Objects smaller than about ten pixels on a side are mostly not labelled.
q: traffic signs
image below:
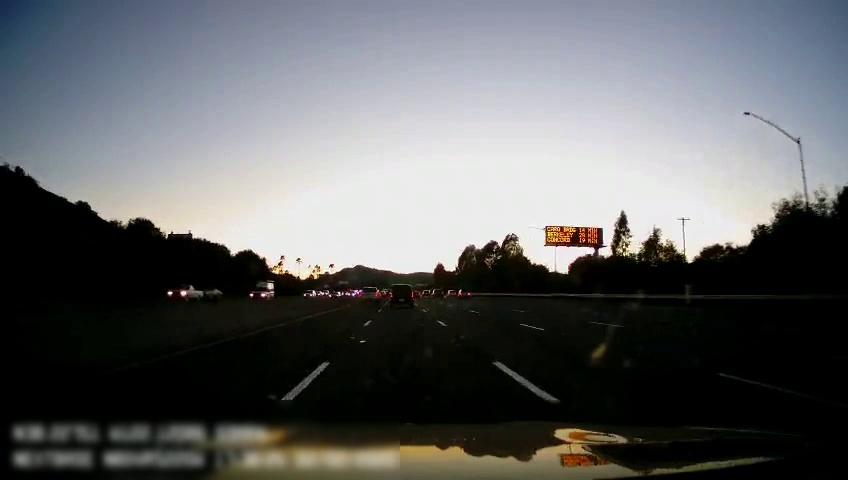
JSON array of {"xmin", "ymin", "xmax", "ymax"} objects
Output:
[{"xmin": 544, "ymin": 225, "xmax": 604, "ymax": 248}]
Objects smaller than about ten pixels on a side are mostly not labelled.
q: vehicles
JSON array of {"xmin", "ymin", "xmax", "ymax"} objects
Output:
[
  {"xmin": 167, "ymin": 284, "xmax": 204, "ymax": 304},
  {"xmin": 303, "ymin": 289, "xmax": 317, "ymax": 298},
  {"xmin": 457, "ymin": 287, "xmax": 472, "ymax": 299},
  {"xmin": 249, "ymin": 282, "xmax": 274, "ymax": 301},
  {"xmin": 388, "ymin": 282, "xmax": 415, "ymax": 308},
  {"xmin": 204, "ymin": 289, "xmax": 222, "ymax": 304},
  {"xmin": 359, "ymin": 286, "xmax": 380, "ymax": 304},
  {"xmin": 431, "ymin": 288, "xmax": 444, "ymax": 299}
]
